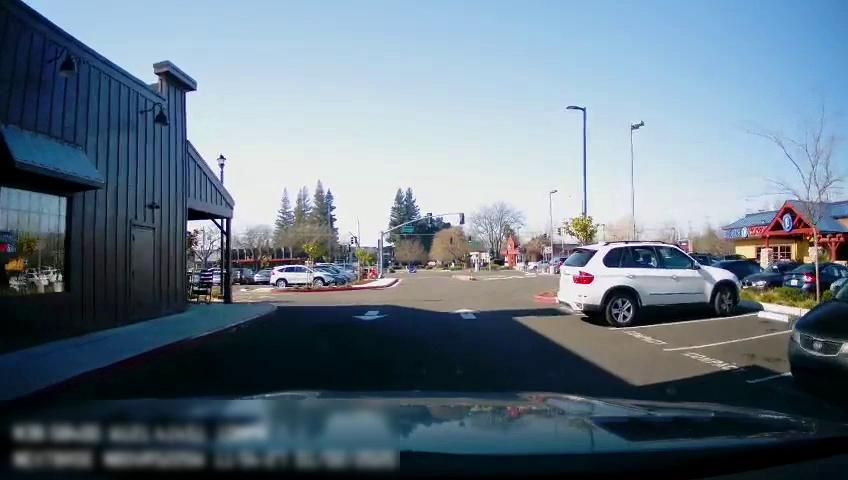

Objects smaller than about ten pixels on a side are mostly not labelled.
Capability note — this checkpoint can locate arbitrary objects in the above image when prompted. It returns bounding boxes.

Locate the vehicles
[316,267,346,285]
[270,264,331,290]
[314,264,355,282]
[687,252,713,266]
[315,266,352,284]
[253,268,275,285]
[557,256,569,272]
[784,280,848,403]
[782,262,848,294]
[740,263,806,289]
[707,255,766,281]
[232,268,257,280]
[557,237,742,328]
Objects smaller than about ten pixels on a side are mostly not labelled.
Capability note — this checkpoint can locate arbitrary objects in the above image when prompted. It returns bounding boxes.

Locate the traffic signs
[400,226,416,233]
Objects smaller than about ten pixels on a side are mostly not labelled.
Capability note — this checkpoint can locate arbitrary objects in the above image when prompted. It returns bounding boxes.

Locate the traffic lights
[459,212,465,225]
[427,212,433,224]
